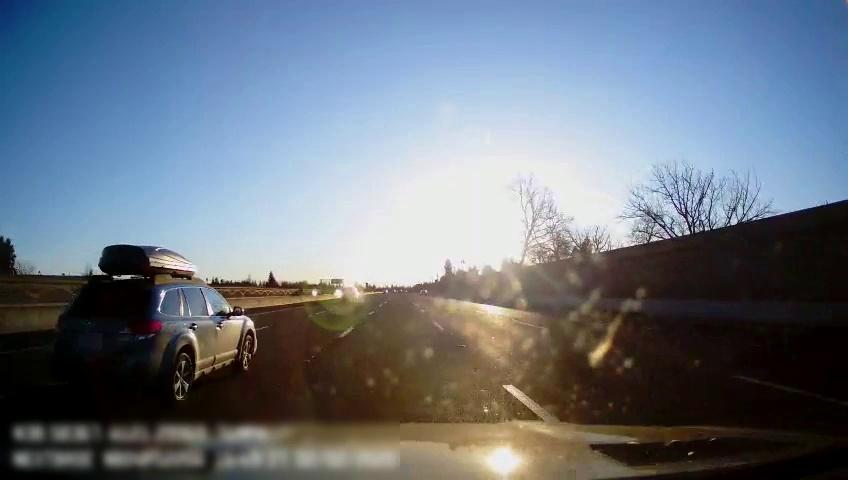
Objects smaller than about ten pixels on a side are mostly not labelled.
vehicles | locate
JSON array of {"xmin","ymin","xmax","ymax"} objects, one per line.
[
  {"xmin": 52, "ymin": 244, "xmax": 257, "ymax": 410},
  {"xmin": 337, "ymin": 285, "xmax": 360, "ymax": 304}
]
